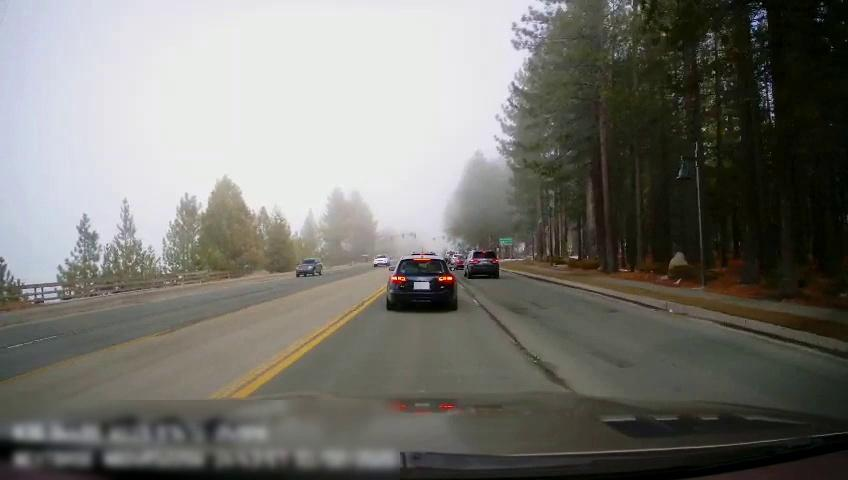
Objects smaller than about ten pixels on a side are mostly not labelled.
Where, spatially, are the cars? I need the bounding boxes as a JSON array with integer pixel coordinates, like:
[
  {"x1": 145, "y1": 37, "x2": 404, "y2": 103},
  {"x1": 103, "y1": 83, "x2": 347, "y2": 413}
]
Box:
[
  {"x1": 454, "y1": 258, "x2": 467, "y2": 269},
  {"x1": 387, "y1": 257, "x2": 457, "y2": 313}
]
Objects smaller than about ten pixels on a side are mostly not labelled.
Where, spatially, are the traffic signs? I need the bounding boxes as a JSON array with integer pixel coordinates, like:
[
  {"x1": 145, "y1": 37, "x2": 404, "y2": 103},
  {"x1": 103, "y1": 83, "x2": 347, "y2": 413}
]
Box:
[{"x1": 497, "y1": 236, "x2": 513, "y2": 246}]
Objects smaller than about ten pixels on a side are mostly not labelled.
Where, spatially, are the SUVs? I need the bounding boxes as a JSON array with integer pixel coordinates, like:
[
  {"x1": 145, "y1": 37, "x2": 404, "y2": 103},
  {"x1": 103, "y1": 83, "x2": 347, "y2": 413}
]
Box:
[
  {"x1": 463, "y1": 252, "x2": 500, "y2": 277},
  {"x1": 296, "y1": 259, "x2": 321, "y2": 278},
  {"x1": 374, "y1": 256, "x2": 390, "y2": 268}
]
